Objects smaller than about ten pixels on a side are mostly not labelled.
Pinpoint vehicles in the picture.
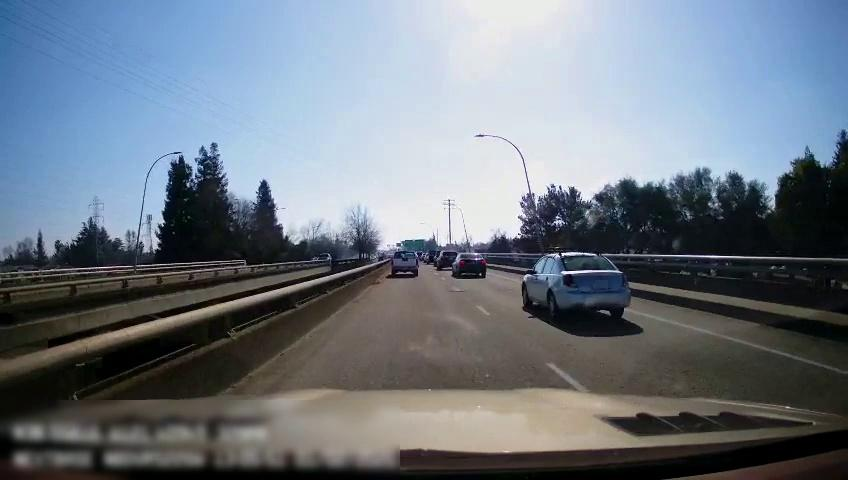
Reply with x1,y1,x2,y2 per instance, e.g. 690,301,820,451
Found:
419,251,426,261
317,252,333,260
451,252,487,278
390,250,419,276
437,250,458,271
424,250,435,265
433,251,441,267
521,252,631,321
